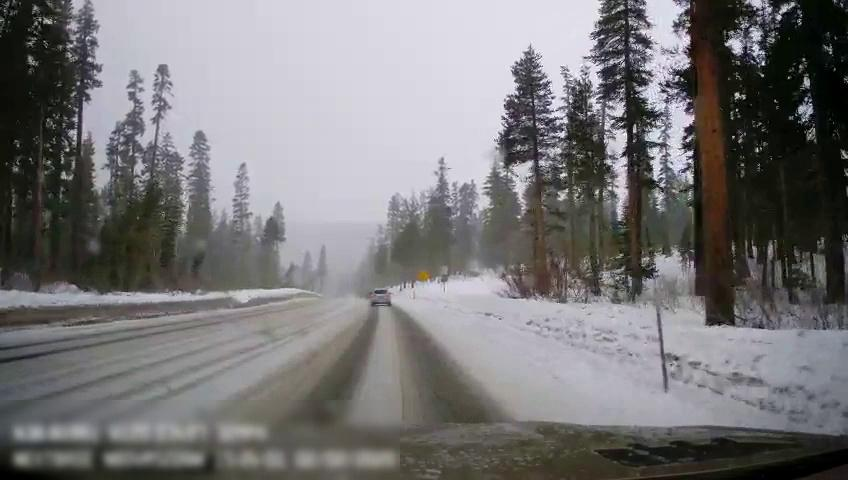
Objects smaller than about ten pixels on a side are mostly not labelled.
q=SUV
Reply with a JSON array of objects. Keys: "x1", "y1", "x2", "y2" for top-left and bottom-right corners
[{"x1": 369, "y1": 288, "x2": 392, "y2": 308}]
